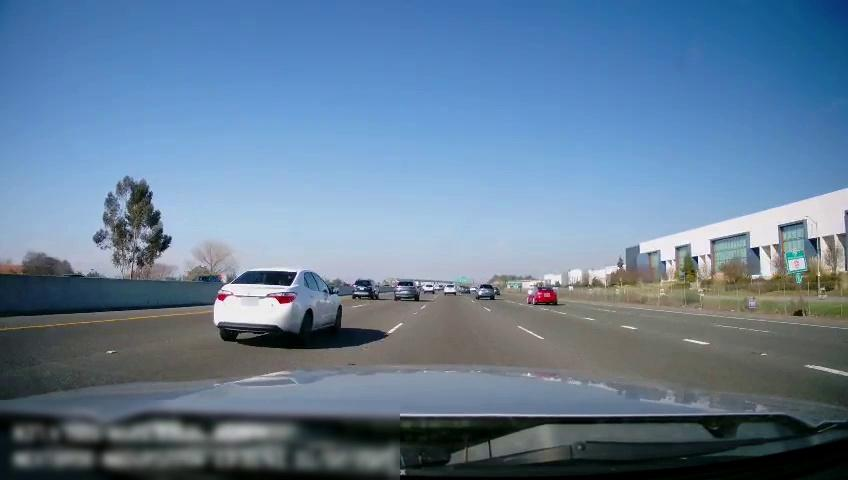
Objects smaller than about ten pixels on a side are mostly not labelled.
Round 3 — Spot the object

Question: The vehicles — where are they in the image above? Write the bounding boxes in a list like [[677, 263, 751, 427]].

[[443, 283, 456, 296], [351, 279, 380, 300], [393, 281, 420, 302], [475, 284, 495, 301], [190, 275, 222, 283], [423, 283, 435, 295], [60, 274, 84, 278], [212, 265, 344, 346], [489, 286, 501, 296], [527, 286, 558, 306], [460, 286, 471, 295], [522, 282, 534, 289]]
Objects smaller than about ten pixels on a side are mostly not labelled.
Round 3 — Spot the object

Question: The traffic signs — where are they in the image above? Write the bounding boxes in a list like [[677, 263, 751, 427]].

[[510, 281, 522, 287]]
